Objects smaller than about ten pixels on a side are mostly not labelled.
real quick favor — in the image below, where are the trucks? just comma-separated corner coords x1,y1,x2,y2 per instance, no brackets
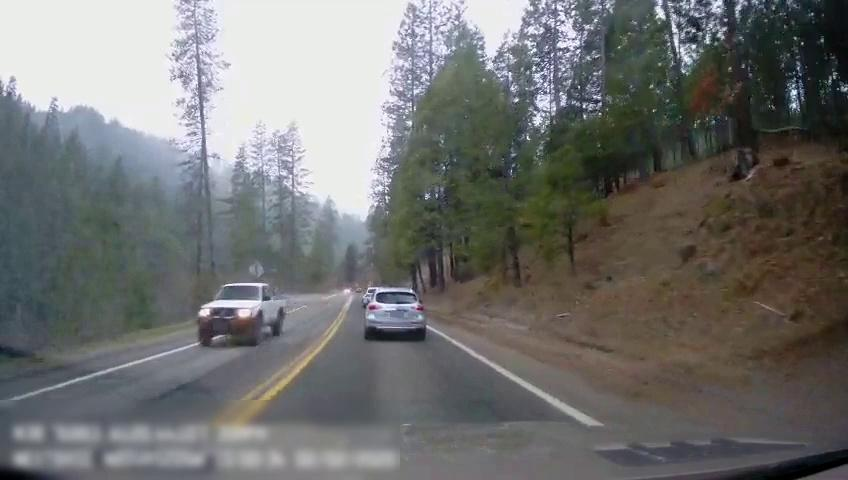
197,283,286,346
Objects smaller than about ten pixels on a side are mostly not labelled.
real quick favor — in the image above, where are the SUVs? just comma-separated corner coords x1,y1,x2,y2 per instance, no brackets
364,288,426,341
361,287,383,308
